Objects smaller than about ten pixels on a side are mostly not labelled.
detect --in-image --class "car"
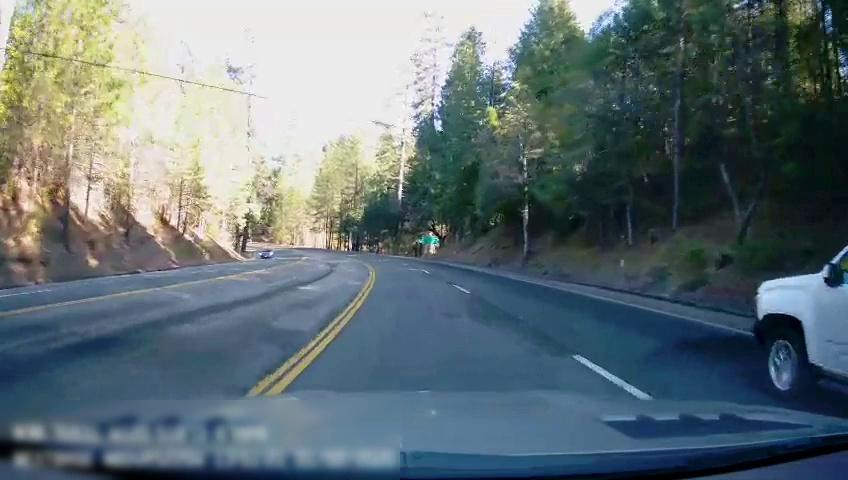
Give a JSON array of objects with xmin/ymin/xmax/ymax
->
[{"xmin": 258, "ymin": 247, "xmax": 275, "ymax": 260}]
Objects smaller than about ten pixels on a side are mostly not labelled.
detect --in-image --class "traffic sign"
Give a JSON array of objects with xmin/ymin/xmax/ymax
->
[{"xmin": 417, "ymin": 235, "xmax": 440, "ymax": 246}]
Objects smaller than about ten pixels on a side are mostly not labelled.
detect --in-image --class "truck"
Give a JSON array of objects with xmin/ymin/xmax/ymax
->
[{"xmin": 753, "ymin": 245, "xmax": 848, "ymax": 401}]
